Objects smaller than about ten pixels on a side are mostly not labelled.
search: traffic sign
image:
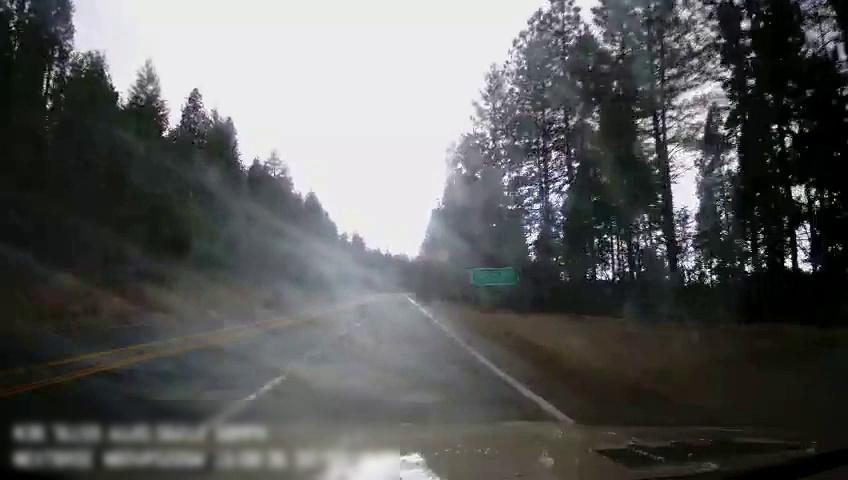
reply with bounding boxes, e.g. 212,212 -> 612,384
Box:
469,267 -> 520,286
